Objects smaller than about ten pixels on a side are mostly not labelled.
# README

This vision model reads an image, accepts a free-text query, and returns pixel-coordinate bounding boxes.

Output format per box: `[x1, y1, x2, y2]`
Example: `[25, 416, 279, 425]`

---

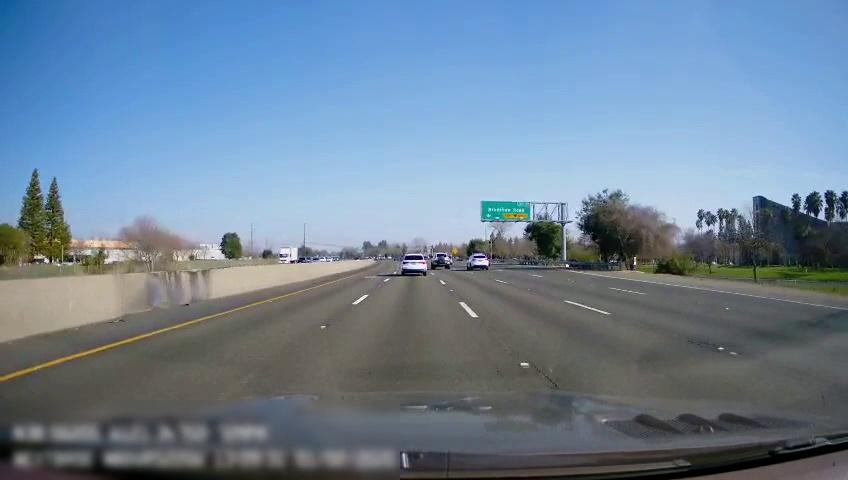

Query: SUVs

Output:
[430, 252, 451, 271]
[400, 253, 429, 277]
[466, 253, 489, 271]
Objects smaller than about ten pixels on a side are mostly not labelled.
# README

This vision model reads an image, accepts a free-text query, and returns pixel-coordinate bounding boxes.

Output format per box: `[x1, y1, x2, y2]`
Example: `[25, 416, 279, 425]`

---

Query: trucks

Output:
[278, 248, 298, 265]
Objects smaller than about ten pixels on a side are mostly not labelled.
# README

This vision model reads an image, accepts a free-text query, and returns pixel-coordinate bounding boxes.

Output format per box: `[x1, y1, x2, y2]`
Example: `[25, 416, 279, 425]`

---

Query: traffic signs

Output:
[481, 200, 532, 224]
